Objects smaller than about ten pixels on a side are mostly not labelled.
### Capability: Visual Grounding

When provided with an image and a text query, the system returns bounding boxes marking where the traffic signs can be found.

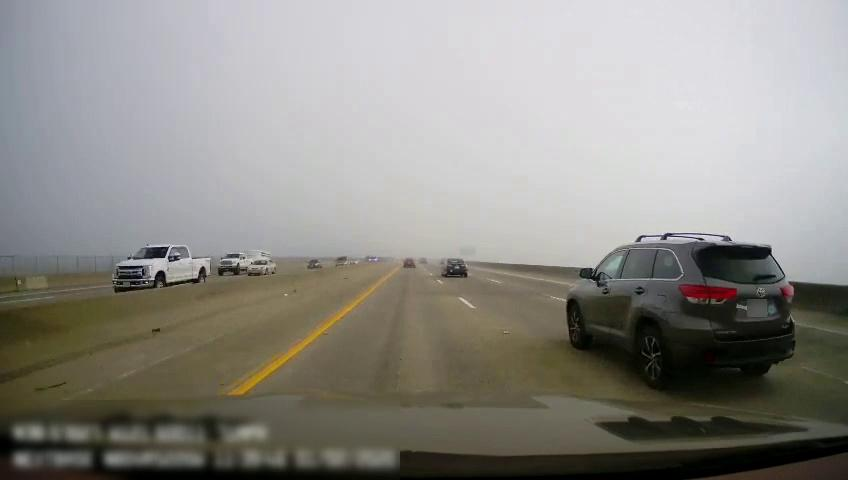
[457,248,477,257]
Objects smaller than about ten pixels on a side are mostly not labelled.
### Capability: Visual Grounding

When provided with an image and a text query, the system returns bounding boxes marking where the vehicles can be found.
[564,231,798,390]
[367,256,380,263]
[335,259,346,267]
[217,252,255,277]
[440,257,468,278]
[246,249,272,262]
[246,258,278,277]
[306,259,323,269]
[403,258,416,268]
[111,243,212,293]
